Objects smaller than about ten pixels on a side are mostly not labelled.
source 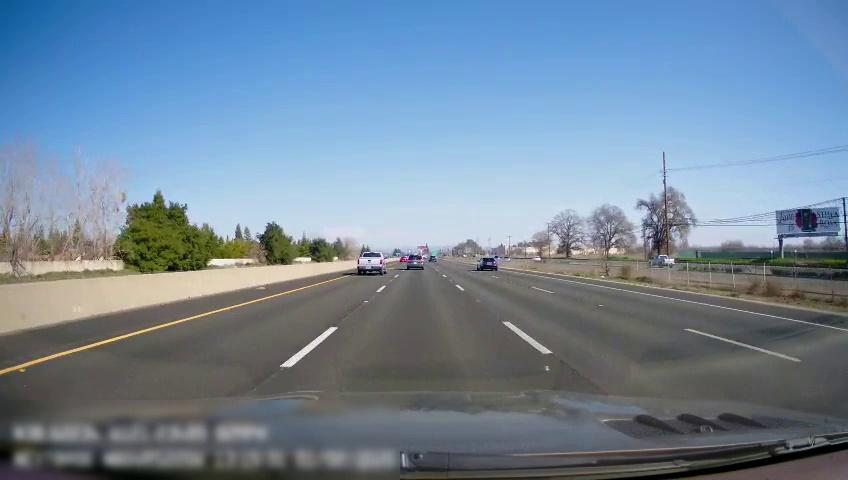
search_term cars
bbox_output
[476,257,498,271]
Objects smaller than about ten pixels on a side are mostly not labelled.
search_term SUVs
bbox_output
[406,255,425,271]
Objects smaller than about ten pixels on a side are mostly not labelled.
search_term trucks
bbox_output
[651,254,674,267]
[356,251,387,276]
